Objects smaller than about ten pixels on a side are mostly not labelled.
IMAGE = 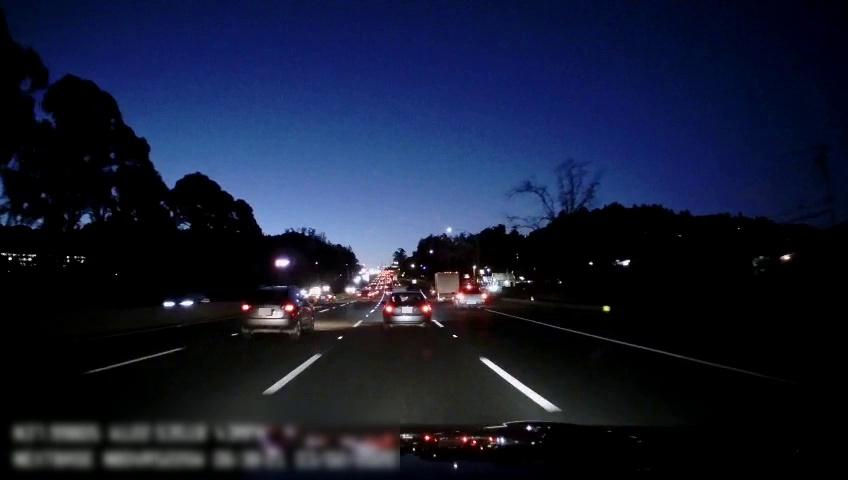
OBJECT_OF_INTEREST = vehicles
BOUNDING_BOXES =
[392,288,408,293]
[315,291,337,306]
[309,286,321,295]
[451,285,488,312]
[240,286,315,342]
[435,272,459,304]
[162,292,210,308]
[356,290,375,304]
[381,292,432,330]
